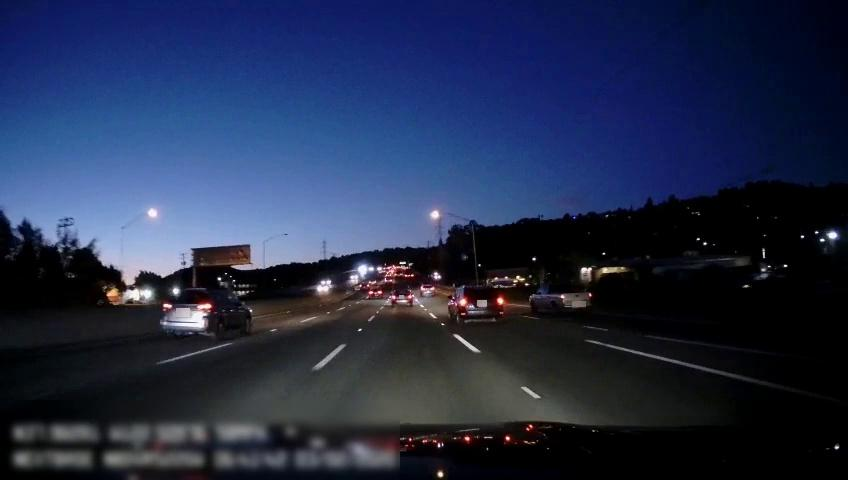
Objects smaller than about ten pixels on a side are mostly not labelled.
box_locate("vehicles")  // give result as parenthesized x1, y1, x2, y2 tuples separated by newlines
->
(368, 287, 383, 299)
(159, 287, 253, 344)
(359, 280, 371, 292)
(529, 283, 594, 319)
(447, 285, 504, 325)
(420, 284, 436, 297)
(391, 289, 413, 307)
